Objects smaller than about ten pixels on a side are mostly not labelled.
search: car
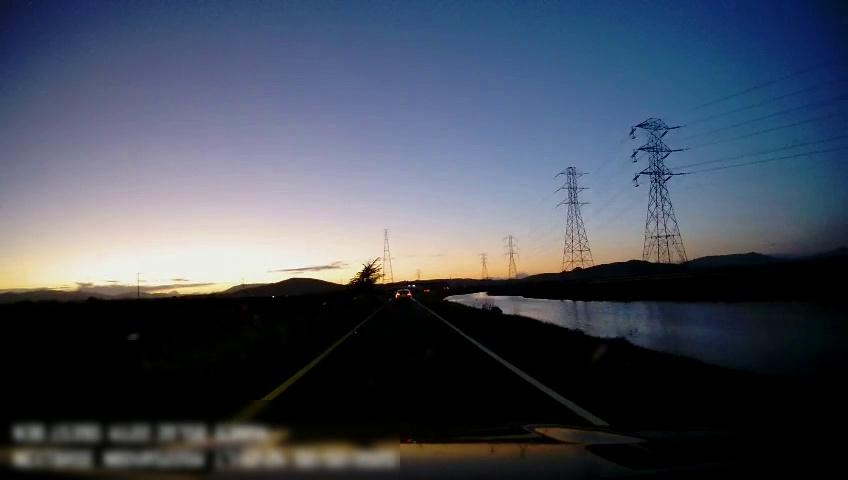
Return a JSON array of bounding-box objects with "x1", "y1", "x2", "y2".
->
[{"x1": 394, "y1": 289, "x2": 412, "y2": 303}]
